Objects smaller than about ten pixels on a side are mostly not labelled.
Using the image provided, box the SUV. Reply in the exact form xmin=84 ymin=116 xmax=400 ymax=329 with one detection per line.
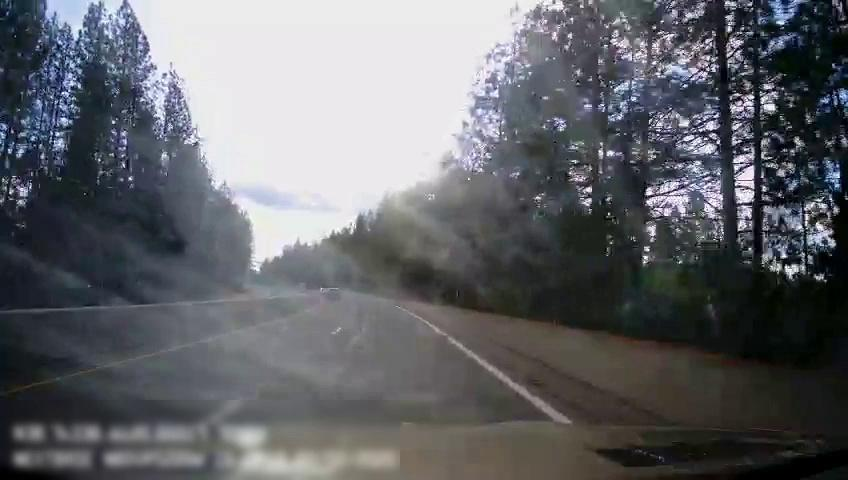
xmin=324 ymin=288 xmax=342 ymax=302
